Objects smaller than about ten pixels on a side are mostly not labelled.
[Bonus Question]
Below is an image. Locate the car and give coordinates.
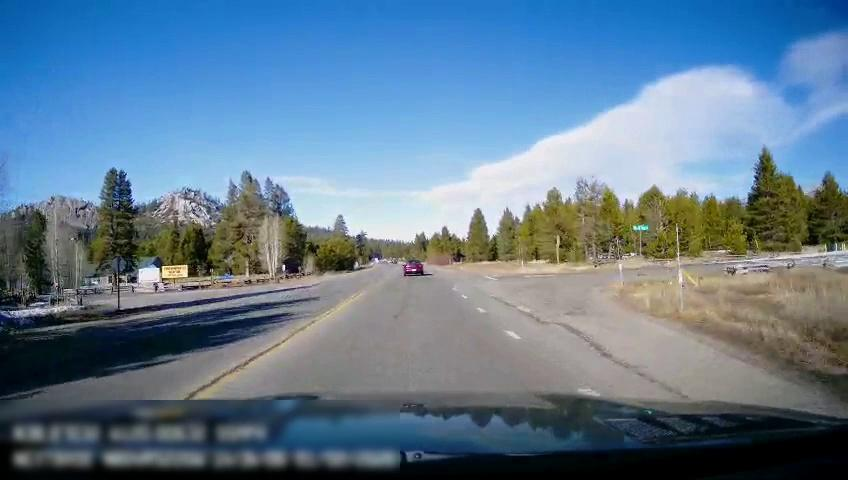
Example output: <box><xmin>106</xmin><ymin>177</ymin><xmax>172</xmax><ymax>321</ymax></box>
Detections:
<box><xmin>403</xmin><ymin>257</ymin><xmax>424</xmax><ymax>276</ymax></box>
